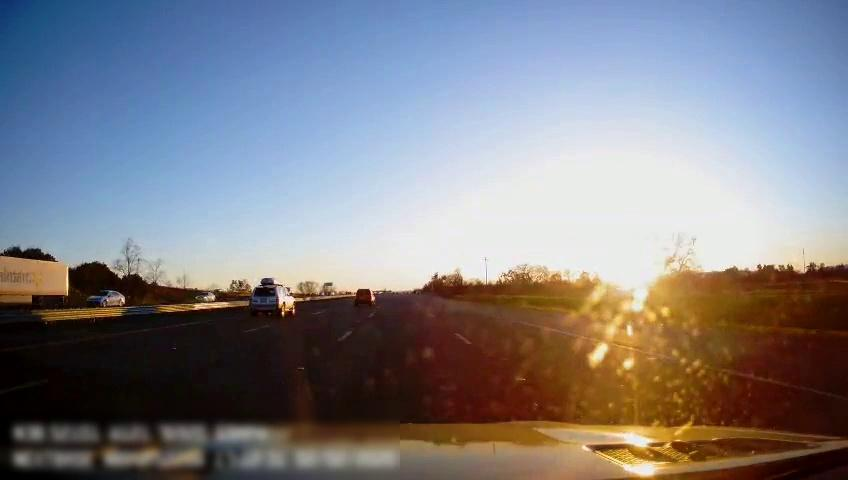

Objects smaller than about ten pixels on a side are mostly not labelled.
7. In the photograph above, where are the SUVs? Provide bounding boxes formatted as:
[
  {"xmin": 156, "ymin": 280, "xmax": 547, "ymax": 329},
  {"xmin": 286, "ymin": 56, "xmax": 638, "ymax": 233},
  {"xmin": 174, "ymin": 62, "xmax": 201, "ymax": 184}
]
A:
[
  {"xmin": 249, "ymin": 278, "xmax": 296, "ymax": 318},
  {"xmin": 355, "ymin": 288, "xmax": 376, "ymax": 306}
]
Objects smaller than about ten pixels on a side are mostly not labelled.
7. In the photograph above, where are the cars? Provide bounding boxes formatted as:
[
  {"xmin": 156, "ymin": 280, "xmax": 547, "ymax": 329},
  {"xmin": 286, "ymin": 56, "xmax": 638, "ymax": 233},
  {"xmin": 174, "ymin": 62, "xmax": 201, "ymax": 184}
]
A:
[
  {"xmin": 195, "ymin": 292, "xmax": 216, "ymax": 303},
  {"xmin": 85, "ymin": 290, "xmax": 125, "ymax": 308}
]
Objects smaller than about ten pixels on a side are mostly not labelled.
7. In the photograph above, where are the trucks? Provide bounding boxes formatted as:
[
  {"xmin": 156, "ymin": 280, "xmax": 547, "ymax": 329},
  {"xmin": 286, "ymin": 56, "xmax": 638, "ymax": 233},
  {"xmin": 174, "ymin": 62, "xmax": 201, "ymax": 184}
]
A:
[{"xmin": 0, "ymin": 255, "xmax": 69, "ymax": 310}]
